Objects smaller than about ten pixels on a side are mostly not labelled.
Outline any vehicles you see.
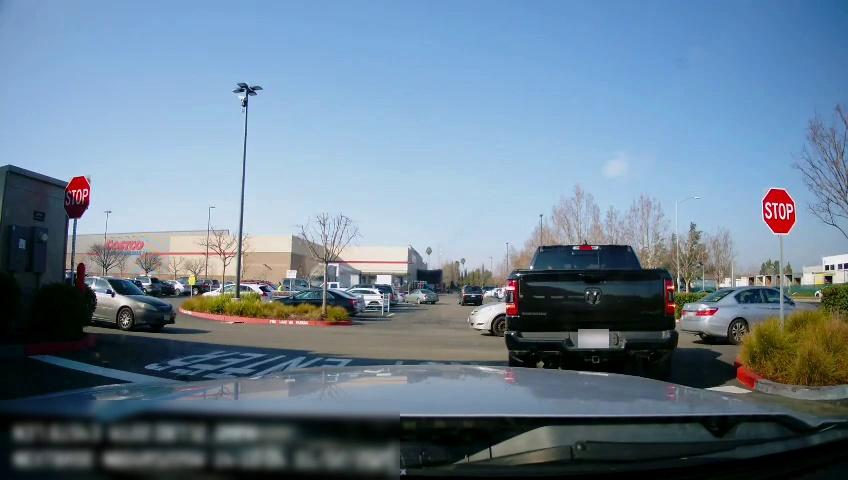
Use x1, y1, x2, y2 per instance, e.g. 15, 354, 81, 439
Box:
168, 277, 194, 297
307, 261, 354, 289
406, 288, 440, 306
678, 283, 798, 346
458, 285, 484, 307
483, 288, 497, 296
493, 287, 505, 301
469, 301, 505, 339
271, 286, 361, 320
134, 274, 164, 299
502, 244, 680, 379
320, 281, 351, 291
201, 281, 274, 299
352, 283, 399, 313
344, 287, 391, 315
128, 277, 145, 291
161, 279, 177, 298
64, 269, 177, 333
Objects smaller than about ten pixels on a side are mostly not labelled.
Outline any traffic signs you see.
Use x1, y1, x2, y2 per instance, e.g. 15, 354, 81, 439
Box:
57, 173, 85, 219
761, 185, 798, 236
188, 273, 196, 285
